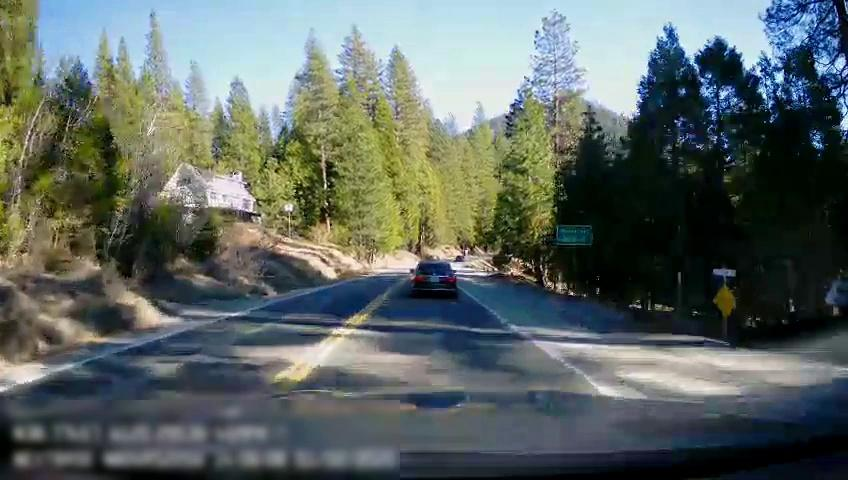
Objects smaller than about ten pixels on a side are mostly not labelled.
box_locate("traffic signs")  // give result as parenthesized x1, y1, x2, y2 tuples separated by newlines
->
(714, 286, 737, 317)
(555, 224, 594, 246)
(713, 267, 737, 277)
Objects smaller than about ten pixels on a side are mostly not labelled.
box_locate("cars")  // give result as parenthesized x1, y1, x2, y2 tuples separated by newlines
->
(409, 260, 459, 298)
